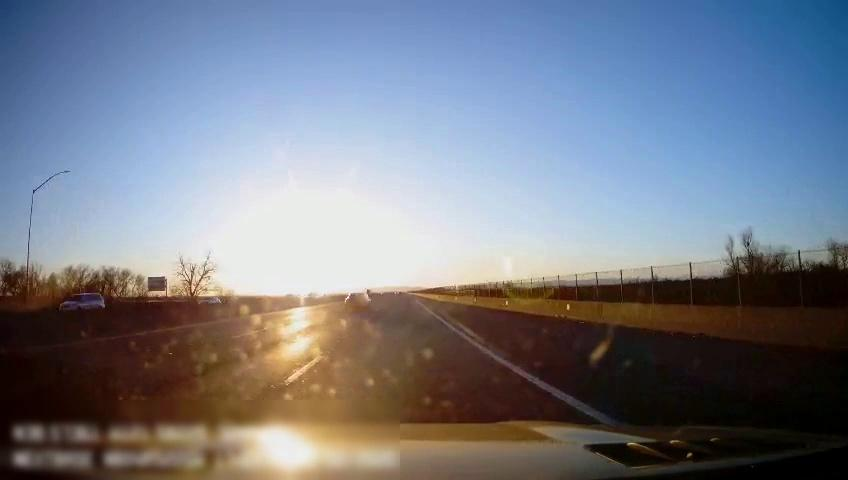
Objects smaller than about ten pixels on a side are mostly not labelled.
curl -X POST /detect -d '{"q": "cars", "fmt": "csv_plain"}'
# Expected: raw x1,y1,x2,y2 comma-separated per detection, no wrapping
344,293,372,312
199,296,222,306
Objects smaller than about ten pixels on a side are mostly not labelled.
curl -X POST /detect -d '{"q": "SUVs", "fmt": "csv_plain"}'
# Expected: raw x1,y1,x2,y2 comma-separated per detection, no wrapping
59,293,105,313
